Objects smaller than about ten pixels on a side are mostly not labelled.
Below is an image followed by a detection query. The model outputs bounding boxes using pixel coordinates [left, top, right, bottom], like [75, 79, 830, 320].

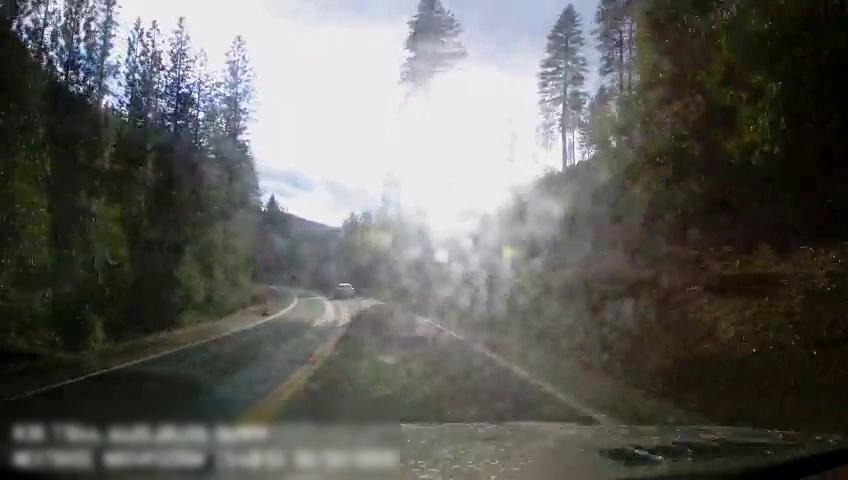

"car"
[334, 282, 355, 299]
